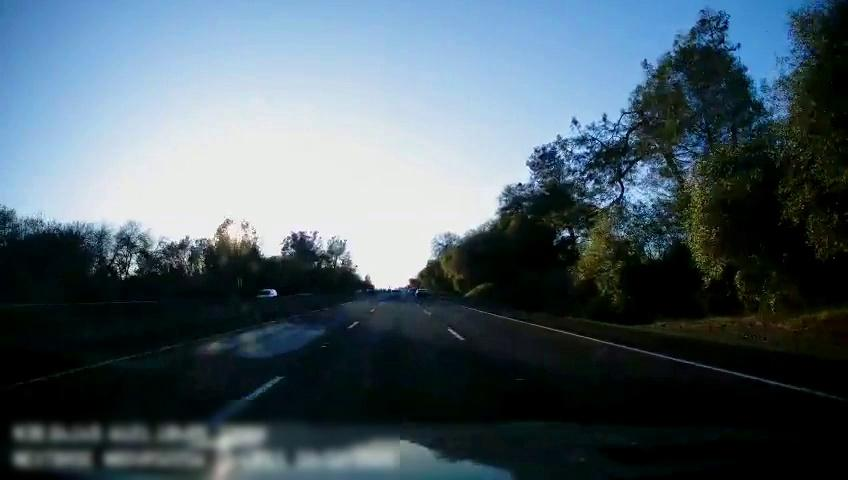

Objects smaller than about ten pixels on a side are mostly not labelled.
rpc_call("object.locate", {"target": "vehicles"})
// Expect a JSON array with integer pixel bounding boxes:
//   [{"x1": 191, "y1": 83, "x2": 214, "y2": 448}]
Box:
[
  {"x1": 390, "y1": 289, "x2": 403, "y2": 299},
  {"x1": 255, "y1": 288, "x2": 278, "y2": 300},
  {"x1": 416, "y1": 289, "x2": 427, "y2": 299}
]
